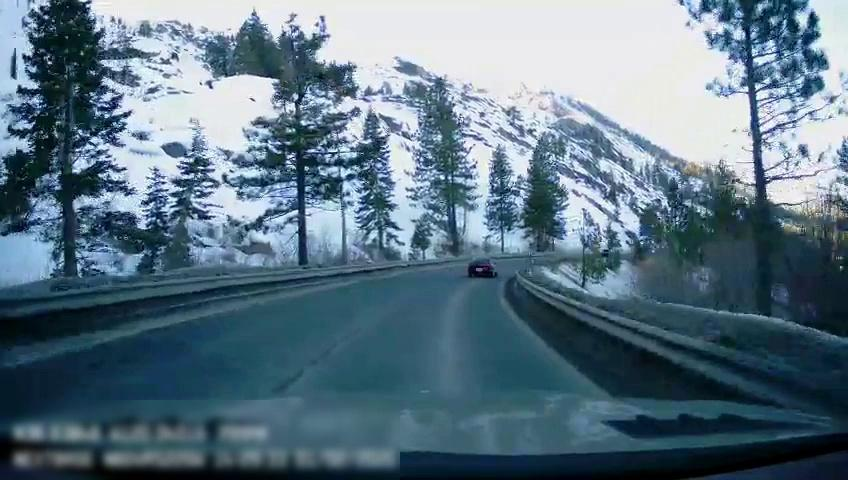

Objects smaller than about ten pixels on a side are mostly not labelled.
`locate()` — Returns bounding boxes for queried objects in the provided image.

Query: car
[465,256,496,279]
